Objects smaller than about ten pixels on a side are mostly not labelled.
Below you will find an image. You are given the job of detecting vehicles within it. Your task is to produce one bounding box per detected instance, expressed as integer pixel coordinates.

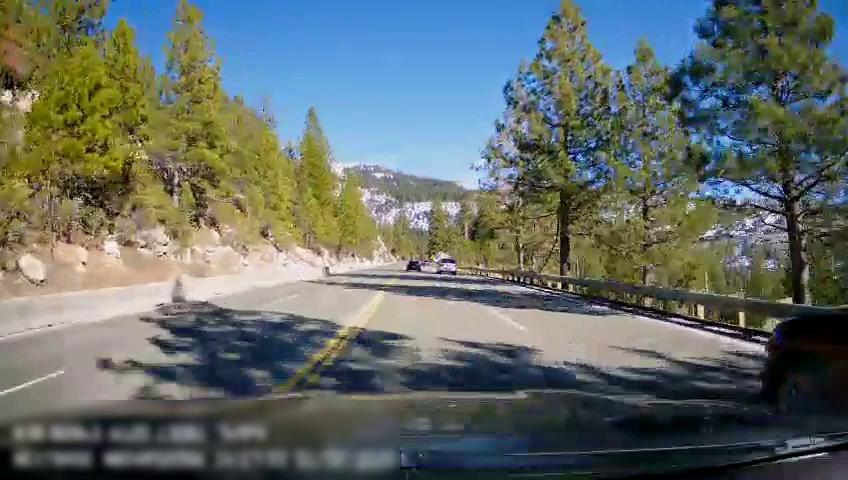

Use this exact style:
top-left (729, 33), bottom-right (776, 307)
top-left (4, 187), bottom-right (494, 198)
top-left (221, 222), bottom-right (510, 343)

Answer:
top-left (435, 256), bottom-right (457, 276)
top-left (405, 260), bottom-right (421, 272)
top-left (761, 313), bottom-right (848, 418)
